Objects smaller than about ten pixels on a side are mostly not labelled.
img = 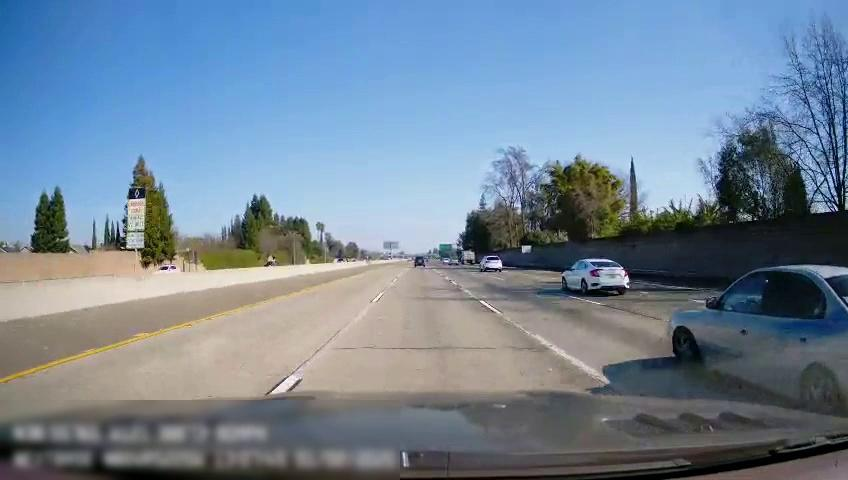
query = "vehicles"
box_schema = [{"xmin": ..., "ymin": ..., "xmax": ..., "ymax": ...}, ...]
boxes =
[
  {"xmin": 414, "ymin": 255, "xmax": 426, "ymax": 267},
  {"xmin": 460, "ymin": 250, "xmax": 475, "ymax": 265},
  {"xmin": 263, "ymin": 261, "xmax": 281, "ymax": 267},
  {"xmin": 158, "ymin": 265, "xmax": 178, "ymax": 272},
  {"xmin": 479, "ymin": 255, "xmax": 502, "ymax": 272},
  {"xmin": 560, "ymin": 258, "xmax": 629, "ymax": 295},
  {"xmin": 668, "ymin": 264, "xmax": 848, "ymax": 415}
]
